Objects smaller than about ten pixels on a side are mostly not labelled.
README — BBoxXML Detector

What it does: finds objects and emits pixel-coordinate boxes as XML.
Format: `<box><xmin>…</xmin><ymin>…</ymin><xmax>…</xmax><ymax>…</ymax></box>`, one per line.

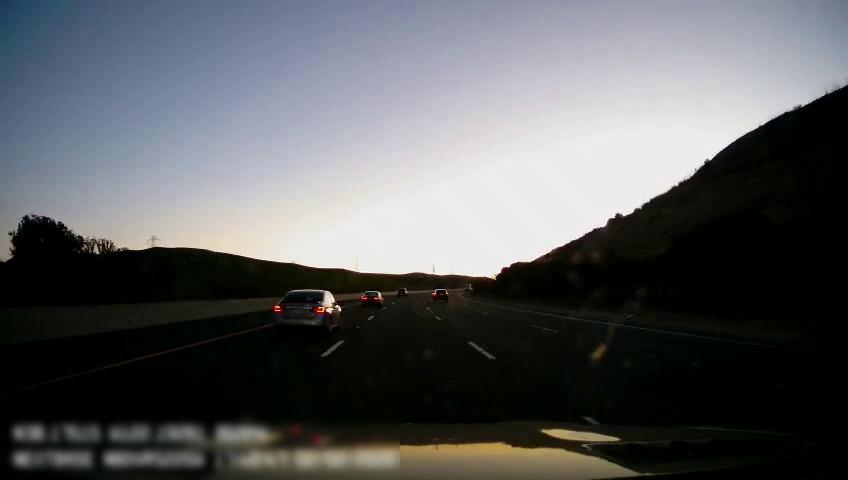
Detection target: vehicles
<box><xmin>361</xmin><ymin>291</ymin><xmax>384</xmax><ymax>307</ymax></box>
<box><xmin>396</xmin><ymin>288</ymin><xmax>408</xmax><ymax>297</ymax></box>
<box><xmin>434</xmin><ymin>289</ymin><xmax>449</xmax><ymax>302</ymax></box>
<box><xmin>273</xmin><ymin>290</ymin><xmax>343</xmax><ymax>337</ymax></box>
